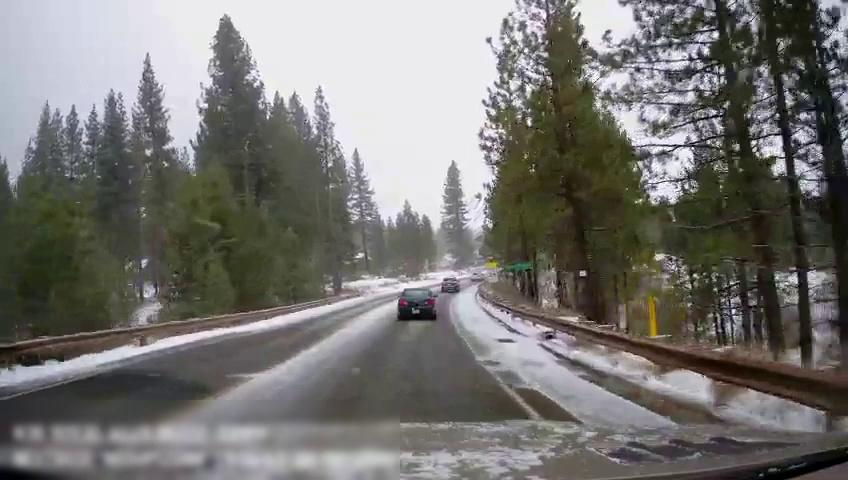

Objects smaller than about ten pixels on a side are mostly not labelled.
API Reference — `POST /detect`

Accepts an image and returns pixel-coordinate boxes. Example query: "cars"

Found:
[440,277,460,294]
[397,287,438,321]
